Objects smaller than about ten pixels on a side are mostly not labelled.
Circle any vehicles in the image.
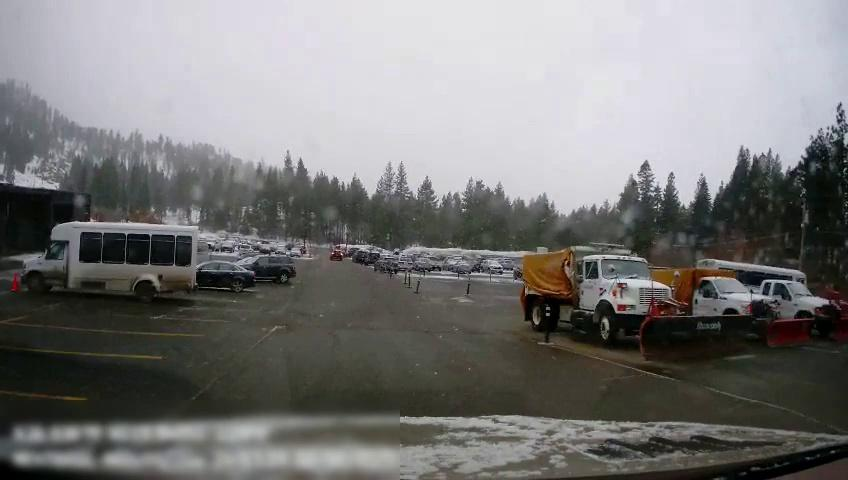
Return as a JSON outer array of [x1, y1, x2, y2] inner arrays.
[[196, 260, 256, 295], [696, 259, 807, 294], [374, 256, 400, 274], [235, 256, 296, 284], [480, 259, 504, 274], [520, 246, 673, 348], [652, 267, 781, 320], [19, 220, 199, 305], [752, 279, 840, 320]]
